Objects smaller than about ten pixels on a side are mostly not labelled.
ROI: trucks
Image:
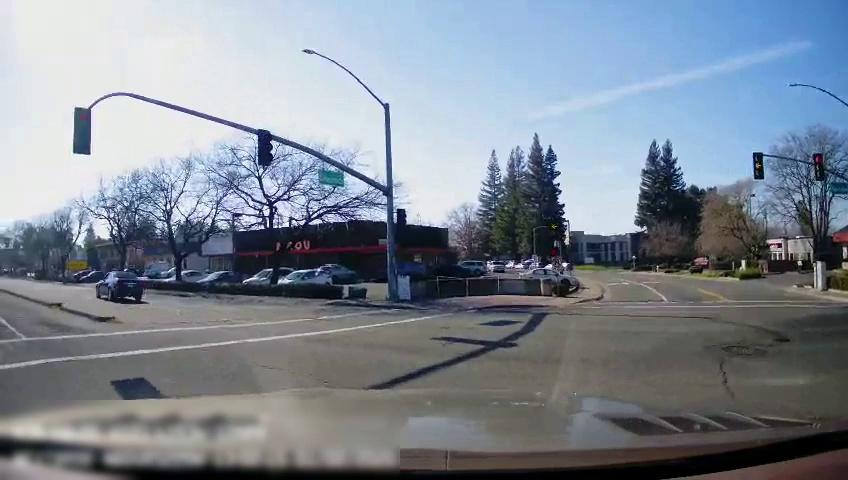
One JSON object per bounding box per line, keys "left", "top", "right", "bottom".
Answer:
{"left": 144, "top": 262, "right": 169, "bottom": 278}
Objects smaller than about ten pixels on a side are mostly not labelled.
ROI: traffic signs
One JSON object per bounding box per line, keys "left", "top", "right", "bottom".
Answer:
{"left": 319, "top": 168, "right": 345, "bottom": 187}
{"left": 830, "top": 183, "right": 848, "bottom": 195}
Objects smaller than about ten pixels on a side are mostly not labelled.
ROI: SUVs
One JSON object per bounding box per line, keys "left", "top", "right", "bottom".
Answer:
{"left": 317, "top": 266, "right": 354, "bottom": 285}
{"left": 160, "top": 267, "right": 185, "bottom": 279}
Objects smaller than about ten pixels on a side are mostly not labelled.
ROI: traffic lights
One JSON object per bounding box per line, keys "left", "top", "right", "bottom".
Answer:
{"left": 256, "top": 128, "right": 273, "bottom": 166}
{"left": 813, "top": 152, "right": 826, "bottom": 181}
{"left": 552, "top": 222, "right": 561, "bottom": 241}
{"left": 752, "top": 151, "right": 765, "bottom": 179}
{"left": 73, "top": 106, "right": 92, "bottom": 155}
{"left": 396, "top": 208, "right": 407, "bottom": 228}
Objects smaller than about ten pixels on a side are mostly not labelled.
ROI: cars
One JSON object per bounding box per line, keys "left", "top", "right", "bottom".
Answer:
{"left": 164, "top": 270, "right": 210, "bottom": 282}
{"left": 73, "top": 271, "right": 93, "bottom": 280}
{"left": 80, "top": 271, "right": 108, "bottom": 281}
{"left": 199, "top": 271, "right": 253, "bottom": 284}
{"left": 275, "top": 270, "right": 332, "bottom": 286}
{"left": 241, "top": 268, "right": 296, "bottom": 285}
{"left": 95, "top": 271, "right": 144, "bottom": 302}
{"left": 518, "top": 267, "right": 572, "bottom": 282}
